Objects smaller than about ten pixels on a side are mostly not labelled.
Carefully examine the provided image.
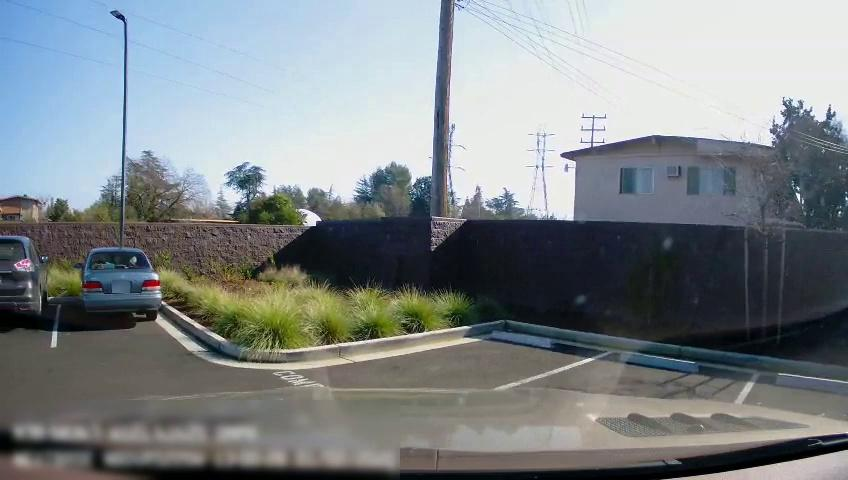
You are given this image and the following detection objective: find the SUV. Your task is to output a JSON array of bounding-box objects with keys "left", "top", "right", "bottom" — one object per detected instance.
[{"left": 0, "top": 235, "right": 50, "bottom": 329}]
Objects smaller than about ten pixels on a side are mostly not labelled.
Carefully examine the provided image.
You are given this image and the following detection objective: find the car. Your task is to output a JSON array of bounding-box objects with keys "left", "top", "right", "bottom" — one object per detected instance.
[{"left": 73, "top": 248, "right": 161, "bottom": 321}]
